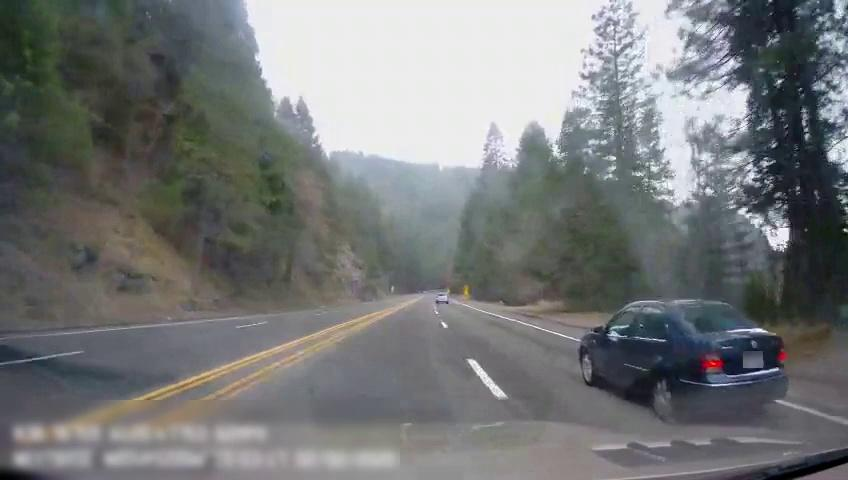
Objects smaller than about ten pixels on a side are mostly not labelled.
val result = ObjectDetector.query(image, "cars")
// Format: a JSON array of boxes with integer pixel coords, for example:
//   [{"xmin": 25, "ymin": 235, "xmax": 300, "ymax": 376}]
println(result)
[
  {"xmin": 436, "ymin": 292, "xmax": 449, "ymax": 304},
  {"xmin": 577, "ymin": 300, "xmax": 790, "ymax": 425}
]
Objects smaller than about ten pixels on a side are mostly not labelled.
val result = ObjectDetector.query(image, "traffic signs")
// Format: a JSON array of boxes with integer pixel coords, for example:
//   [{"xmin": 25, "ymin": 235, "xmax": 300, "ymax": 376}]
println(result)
[{"xmin": 463, "ymin": 285, "xmax": 470, "ymax": 295}]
